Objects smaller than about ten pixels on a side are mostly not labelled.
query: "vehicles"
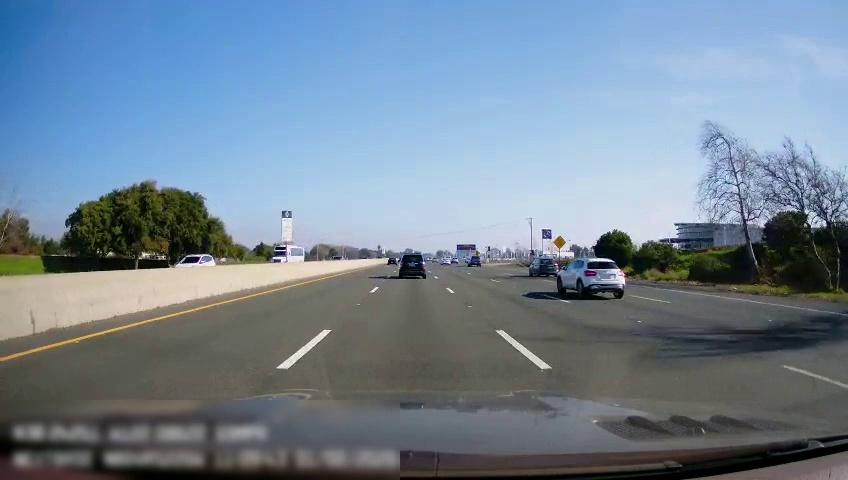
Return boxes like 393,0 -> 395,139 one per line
440,257 -> 451,265
529,255 -> 559,278
387,257 -> 397,265
398,254 -> 428,280
270,243 -> 306,264
169,253 -> 216,268
332,255 -> 346,261
556,256 -> 626,300
467,255 -> 482,268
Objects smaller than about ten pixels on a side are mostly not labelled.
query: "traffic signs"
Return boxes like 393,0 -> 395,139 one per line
553,234 -> 566,248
